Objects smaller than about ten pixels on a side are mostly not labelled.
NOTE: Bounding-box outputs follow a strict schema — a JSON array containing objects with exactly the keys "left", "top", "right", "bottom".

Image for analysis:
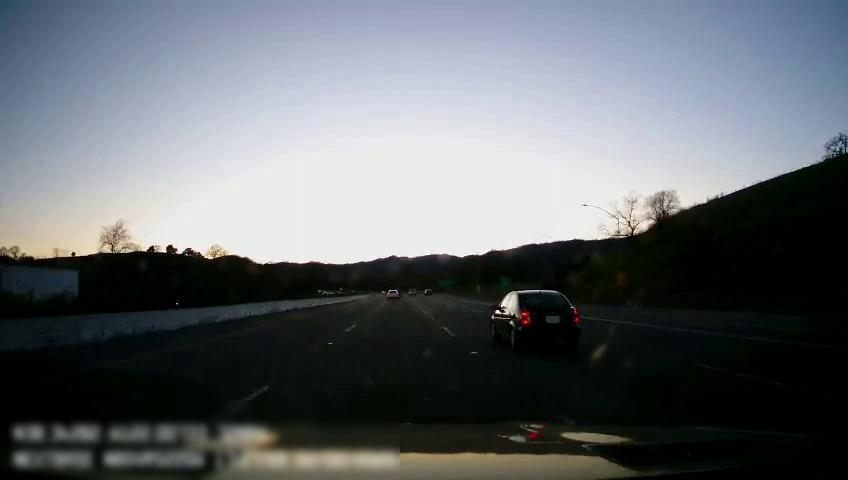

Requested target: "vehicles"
[
  {"left": 0, "top": 266, "right": 77, "bottom": 299},
  {"left": 489, "top": 290, "right": 582, "bottom": 353},
  {"left": 386, "top": 289, "right": 400, "bottom": 300}
]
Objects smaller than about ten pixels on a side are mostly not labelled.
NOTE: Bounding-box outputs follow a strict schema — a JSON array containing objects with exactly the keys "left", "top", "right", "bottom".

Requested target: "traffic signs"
[
  {"left": 615, "top": 272, "right": 625, "bottom": 286},
  {"left": 500, "top": 277, "right": 511, "bottom": 288}
]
